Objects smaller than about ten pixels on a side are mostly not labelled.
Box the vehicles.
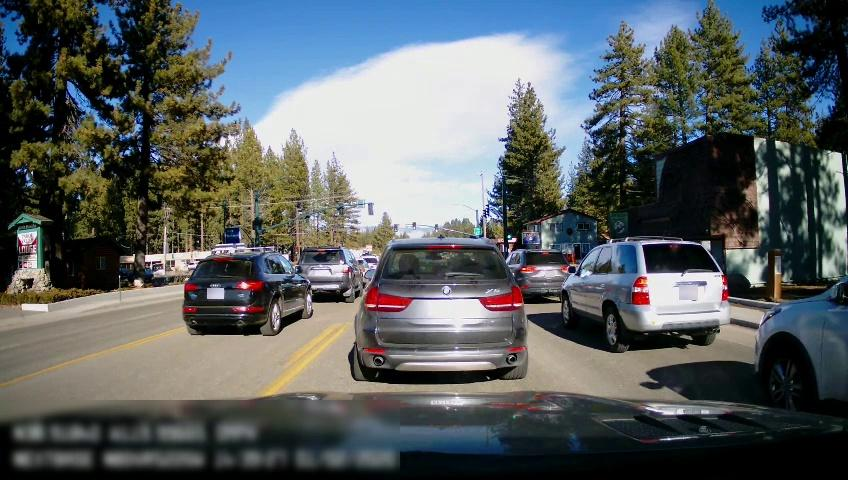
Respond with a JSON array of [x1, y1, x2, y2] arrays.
[[560, 237, 727, 352], [120, 266, 154, 281], [360, 254, 379, 267], [749, 272, 848, 411], [353, 239, 527, 382], [506, 249, 572, 305], [360, 260, 370, 287], [185, 253, 314, 336], [297, 248, 363, 303]]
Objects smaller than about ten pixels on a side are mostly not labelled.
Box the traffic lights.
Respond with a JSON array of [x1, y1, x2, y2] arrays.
[[483, 206, 489, 220], [368, 202, 374, 215], [506, 227, 512, 240], [338, 207, 344, 218]]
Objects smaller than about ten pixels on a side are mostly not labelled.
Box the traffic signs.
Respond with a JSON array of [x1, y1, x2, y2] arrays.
[[473, 226, 483, 238]]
